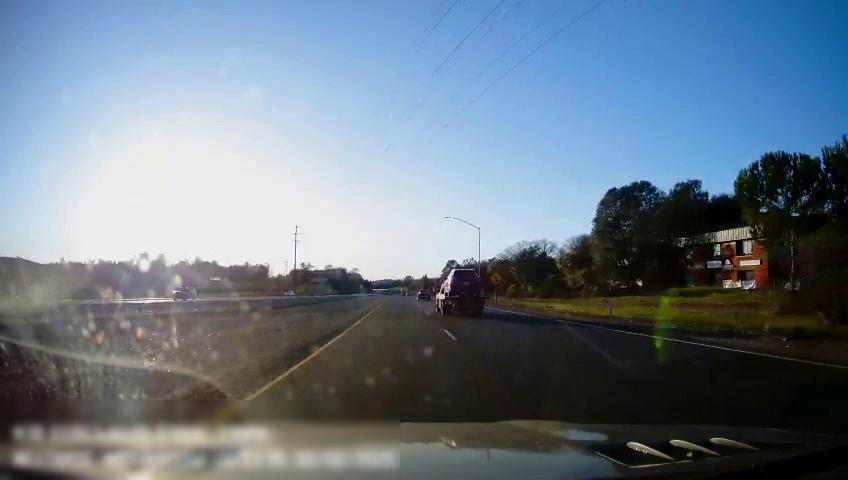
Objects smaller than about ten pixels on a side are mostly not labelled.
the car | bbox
[416,289,431,301]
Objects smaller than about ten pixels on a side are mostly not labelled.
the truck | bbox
[436,268,490,316]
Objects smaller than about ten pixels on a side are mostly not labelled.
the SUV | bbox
[173,286,196,301]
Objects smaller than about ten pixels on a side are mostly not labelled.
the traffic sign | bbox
[490,272,502,285]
